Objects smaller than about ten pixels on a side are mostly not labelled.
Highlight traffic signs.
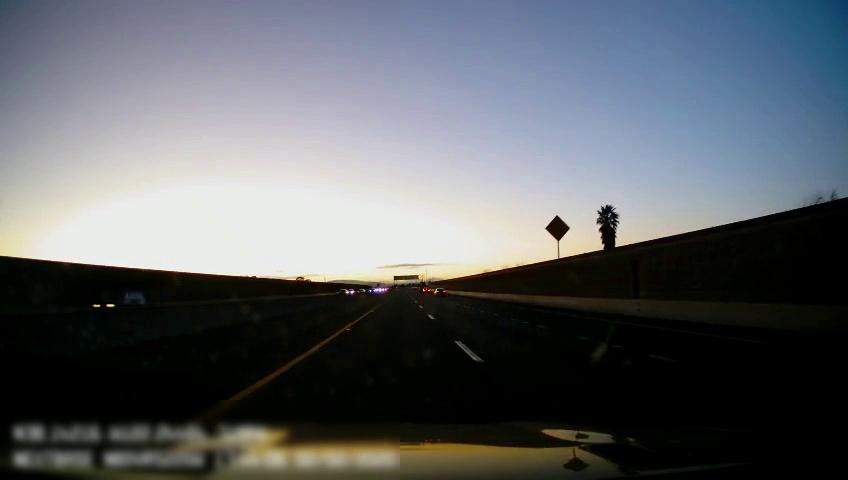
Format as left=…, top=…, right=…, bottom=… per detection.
left=545, top=215, right=570, bottom=241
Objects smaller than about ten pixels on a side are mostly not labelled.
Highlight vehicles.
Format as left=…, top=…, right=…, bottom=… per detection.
left=336, top=288, right=350, bottom=296
left=91, top=292, right=146, bottom=309
left=433, top=287, right=446, bottom=296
